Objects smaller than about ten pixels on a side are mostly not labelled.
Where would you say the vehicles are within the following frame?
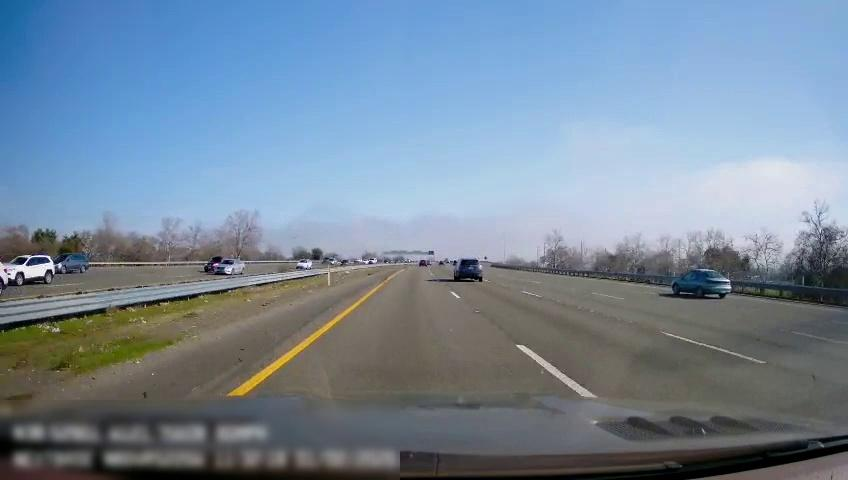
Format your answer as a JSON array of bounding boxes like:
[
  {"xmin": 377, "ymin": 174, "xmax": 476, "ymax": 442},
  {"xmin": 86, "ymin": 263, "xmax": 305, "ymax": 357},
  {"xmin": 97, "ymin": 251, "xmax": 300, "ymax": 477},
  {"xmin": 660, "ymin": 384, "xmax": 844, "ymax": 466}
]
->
[
  {"xmin": 214, "ymin": 258, "xmax": 246, "ymax": 277},
  {"xmin": 53, "ymin": 253, "xmax": 89, "ymax": 275},
  {"xmin": 7, "ymin": 255, "xmax": 55, "ymax": 287},
  {"xmin": 295, "ymin": 259, "xmax": 313, "ymax": 270},
  {"xmin": 671, "ymin": 267, "xmax": 732, "ymax": 299},
  {"xmin": 452, "ymin": 258, "xmax": 483, "ymax": 282},
  {"xmin": 0, "ymin": 264, "xmax": 8, "ymax": 296},
  {"xmin": 203, "ymin": 255, "xmax": 230, "ymax": 274}
]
